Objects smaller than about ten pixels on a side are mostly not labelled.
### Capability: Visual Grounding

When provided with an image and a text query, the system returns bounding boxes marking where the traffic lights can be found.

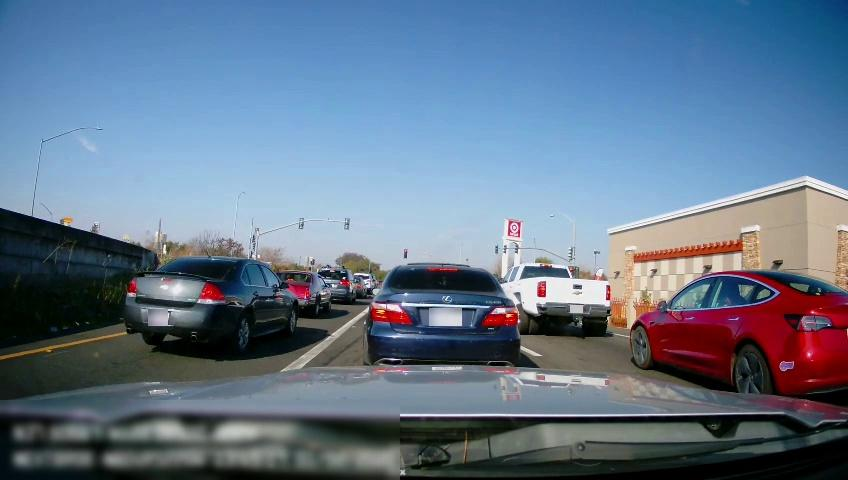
[403,248,408,260]
[343,217,350,231]
[513,242,519,256]
[567,247,573,261]
[297,217,305,230]
[494,244,499,255]
[502,243,507,255]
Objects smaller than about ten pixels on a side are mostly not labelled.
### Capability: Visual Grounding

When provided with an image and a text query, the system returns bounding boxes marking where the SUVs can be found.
[353,272,376,296]
[314,264,359,306]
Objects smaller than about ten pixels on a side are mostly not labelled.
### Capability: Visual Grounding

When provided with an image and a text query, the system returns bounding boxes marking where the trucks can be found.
[491,263,613,338]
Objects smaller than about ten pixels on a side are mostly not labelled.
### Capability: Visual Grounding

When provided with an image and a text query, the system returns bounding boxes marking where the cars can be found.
[628,267,848,408]
[350,274,370,300]
[267,268,334,320]
[361,262,522,367]
[121,254,301,355]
